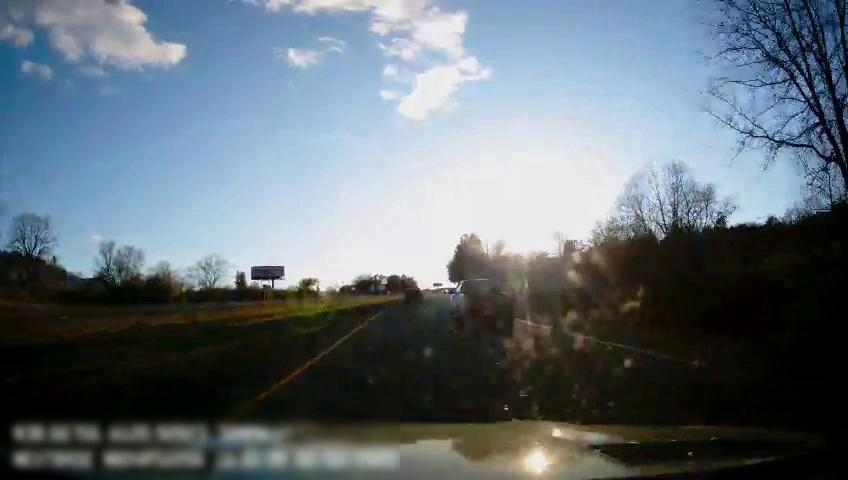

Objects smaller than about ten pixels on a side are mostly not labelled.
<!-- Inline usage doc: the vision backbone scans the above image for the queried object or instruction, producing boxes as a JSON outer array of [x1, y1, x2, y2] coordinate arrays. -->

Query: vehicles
[[403, 287, 423, 306], [449, 280, 513, 325]]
